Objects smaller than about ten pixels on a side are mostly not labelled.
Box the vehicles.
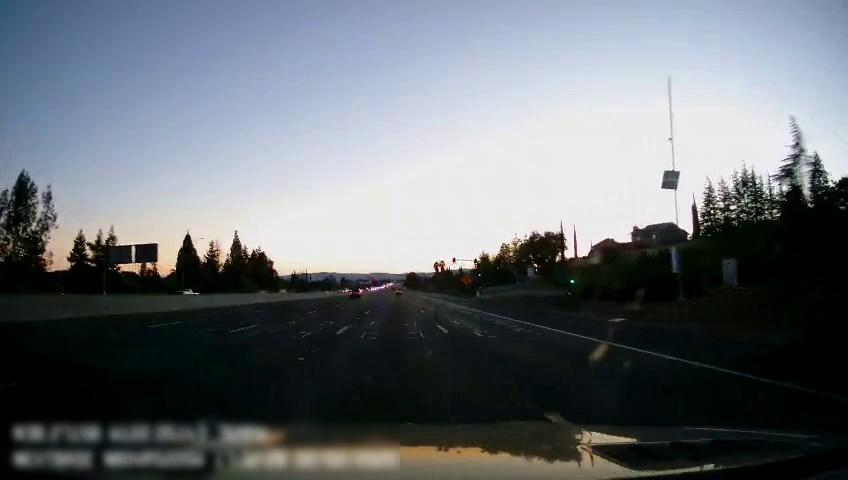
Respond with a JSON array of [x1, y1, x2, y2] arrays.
[[350, 288, 362, 299], [178, 288, 194, 297]]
